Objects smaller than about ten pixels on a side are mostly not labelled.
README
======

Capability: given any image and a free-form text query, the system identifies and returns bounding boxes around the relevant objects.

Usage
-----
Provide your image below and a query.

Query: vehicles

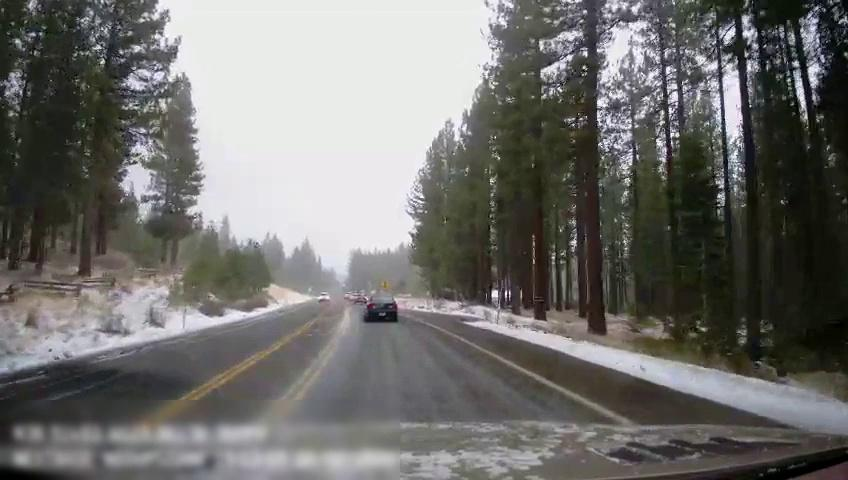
[363,296,398,322]
[317,292,331,304]
[353,294,367,305]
